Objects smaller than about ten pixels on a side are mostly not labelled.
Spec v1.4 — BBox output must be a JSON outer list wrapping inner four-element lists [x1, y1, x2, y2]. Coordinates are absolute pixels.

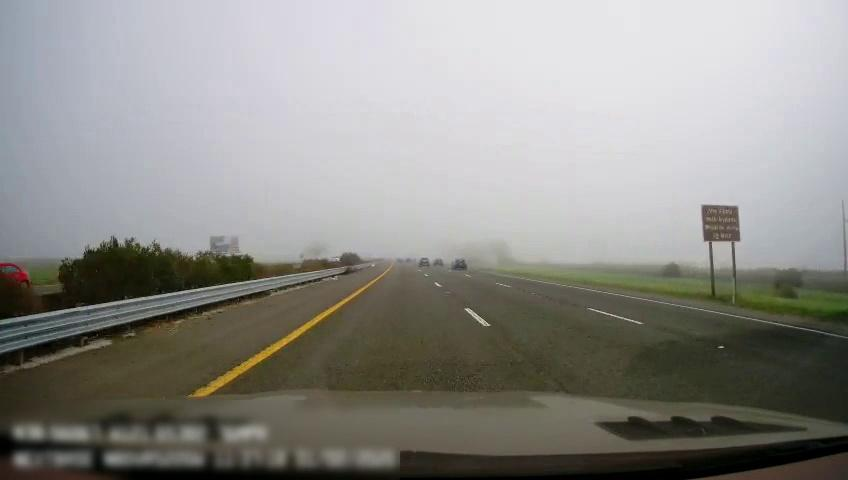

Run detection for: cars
[[450, 258, 468, 270], [0, 262, 33, 289]]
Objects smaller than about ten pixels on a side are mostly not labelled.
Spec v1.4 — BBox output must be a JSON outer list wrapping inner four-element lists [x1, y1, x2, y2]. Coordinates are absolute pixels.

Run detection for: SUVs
[[418, 257, 430, 267]]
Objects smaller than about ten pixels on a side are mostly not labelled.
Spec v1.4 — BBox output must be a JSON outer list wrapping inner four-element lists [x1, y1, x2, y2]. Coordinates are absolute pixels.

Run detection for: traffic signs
[[701, 204, 741, 242]]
